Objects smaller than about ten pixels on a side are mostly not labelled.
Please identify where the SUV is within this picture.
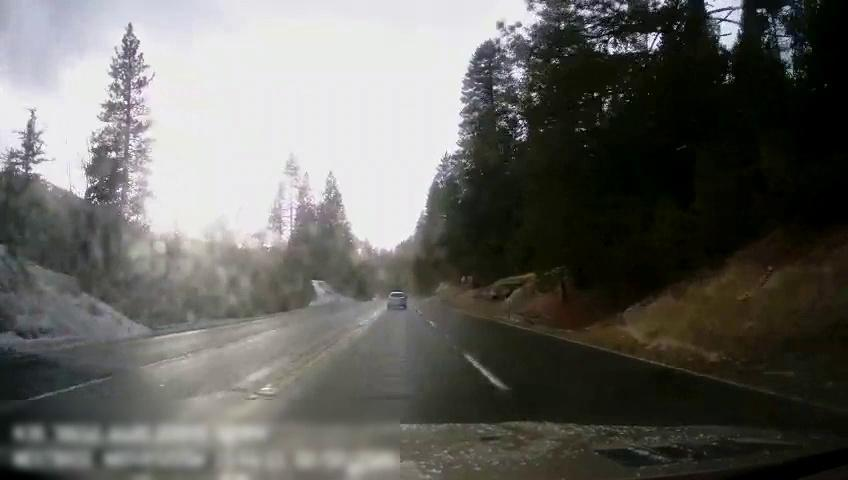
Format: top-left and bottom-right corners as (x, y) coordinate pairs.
(385, 291), (408, 310)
